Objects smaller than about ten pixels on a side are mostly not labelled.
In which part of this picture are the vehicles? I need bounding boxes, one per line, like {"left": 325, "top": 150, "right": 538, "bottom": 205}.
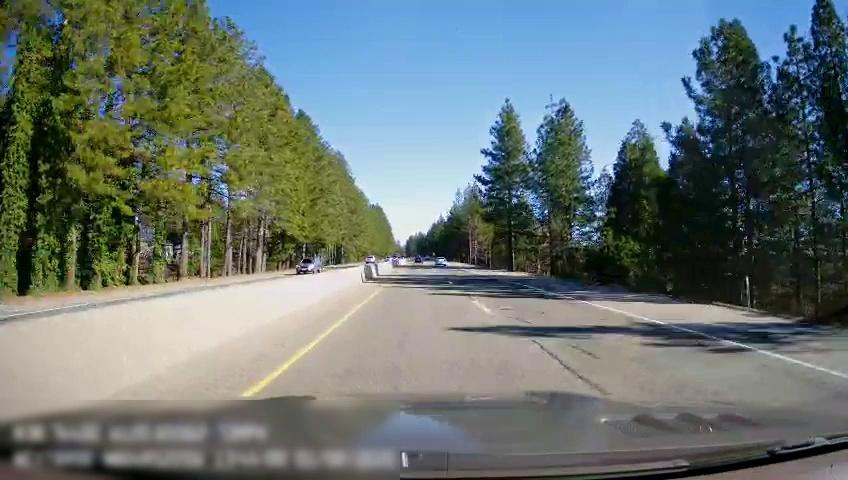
{"left": 365, "top": 255, "right": 378, "bottom": 265}
{"left": 434, "top": 256, "right": 448, "bottom": 267}
{"left": 295, "top": 257, "right": 322, "bottom": 276}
